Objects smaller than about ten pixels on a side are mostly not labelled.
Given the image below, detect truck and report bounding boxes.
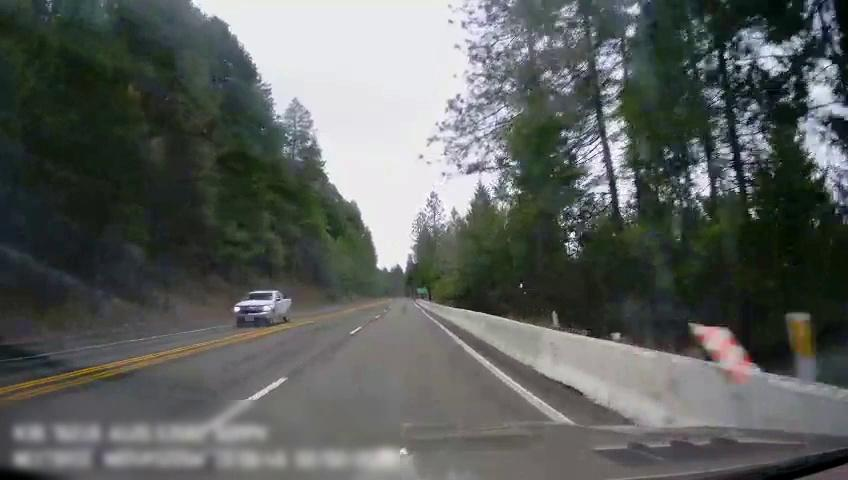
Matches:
[231,290,292,327]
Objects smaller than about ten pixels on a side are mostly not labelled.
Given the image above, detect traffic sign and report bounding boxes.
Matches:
[417,287,428,294]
